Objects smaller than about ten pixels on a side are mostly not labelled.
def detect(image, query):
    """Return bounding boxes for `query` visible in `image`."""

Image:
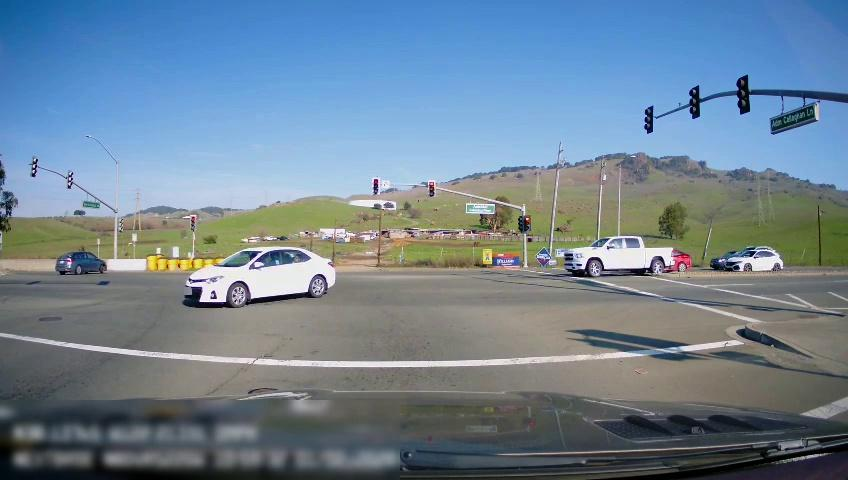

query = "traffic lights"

[371,176,382,196]
[523,214,532,232]
[735,74,751,115]
[117,215,125,233]
[30,156,40,178]
[516,215,525,232]
[66,169,75,190]
[426,178,437,197]
[643,104,655,135]
[189,214,198,232]
[687,84,702,120]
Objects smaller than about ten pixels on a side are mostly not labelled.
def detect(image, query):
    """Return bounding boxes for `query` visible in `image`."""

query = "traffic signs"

[768,100,821,135]
[464,201,497,216]
[82,199,101,209]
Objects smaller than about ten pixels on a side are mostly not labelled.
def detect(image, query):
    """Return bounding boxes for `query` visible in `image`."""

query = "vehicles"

[664,248,693,274]
[709,251,746,271]
[722,249,785,273]
[54,250,108,276]
[182,245,337,309]
[563,235,675,278]
[740,245,781,258]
